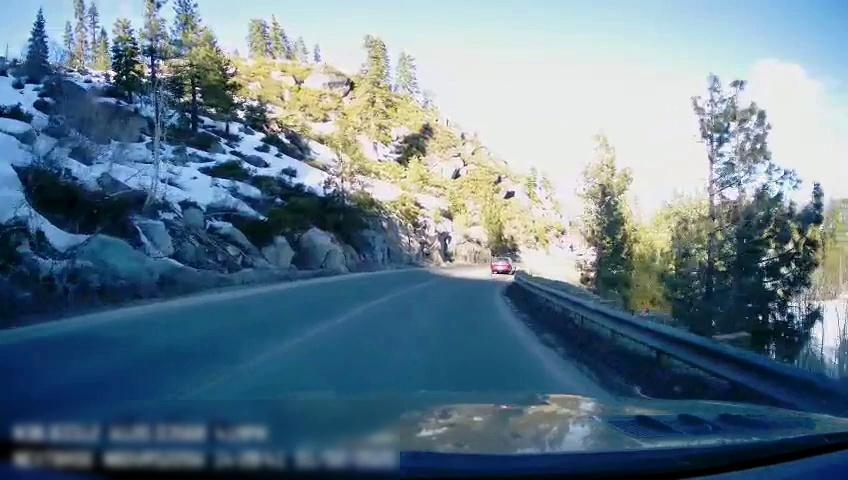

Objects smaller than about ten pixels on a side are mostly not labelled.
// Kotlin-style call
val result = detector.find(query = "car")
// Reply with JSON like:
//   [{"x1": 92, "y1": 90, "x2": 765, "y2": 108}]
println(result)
[{"x1": 488, "y1": 256, "x2": 514, "y2": 275}]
